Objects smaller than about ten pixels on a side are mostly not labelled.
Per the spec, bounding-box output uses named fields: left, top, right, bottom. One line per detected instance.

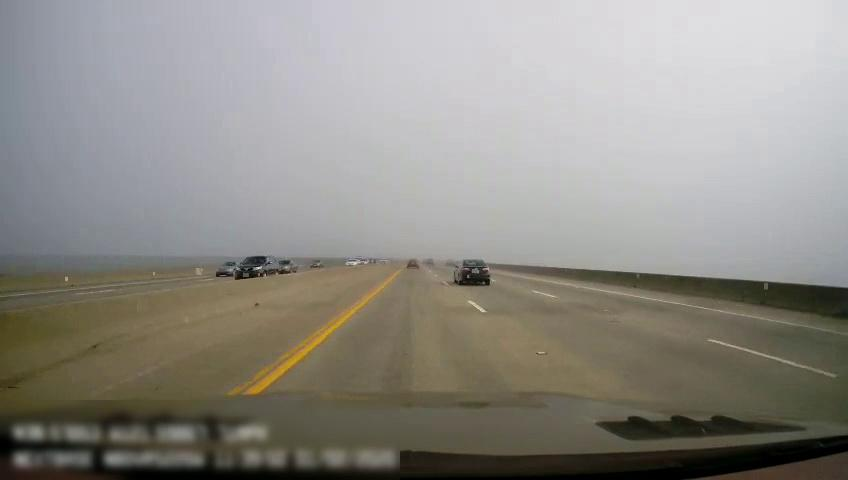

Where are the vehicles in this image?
left=406, top=258, right=420, bottom=269
left=308, top=259, right=323, bottom=269
left=358, top=258, right=370, bottom=265
left=214, top=257, right=248, bottom=278
left=453, top=258, right=491, bottom=286
left=276, top=259, right=299, bottom=275
left=445, top=259, right=455, bottom=266
left=234, top=255, right=281, bottom=281
left=345, top=258, right=362, bottom=266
